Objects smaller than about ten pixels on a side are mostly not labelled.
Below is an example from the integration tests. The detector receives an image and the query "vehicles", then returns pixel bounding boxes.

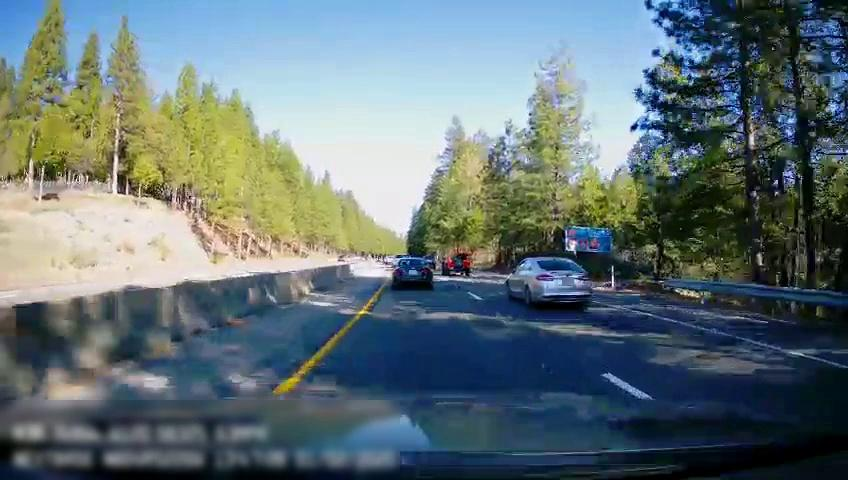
[441,254,472,276]
[505,257,592,311]
[392,257,433,290]
[422,258,436,270]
